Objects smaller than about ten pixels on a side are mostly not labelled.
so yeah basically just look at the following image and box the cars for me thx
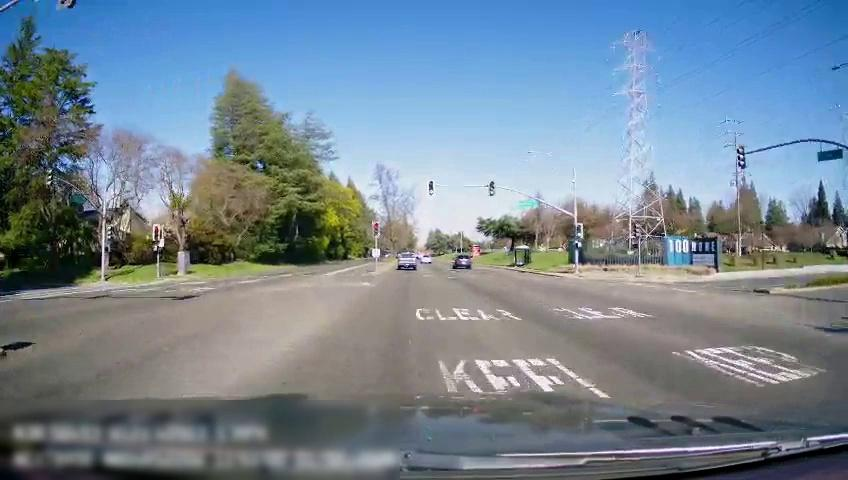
[451,255,472,271]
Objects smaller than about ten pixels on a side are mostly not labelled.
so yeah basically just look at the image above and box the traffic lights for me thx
[736,146,746,168]
[575,222,584,240]
[373,223,379,235]
[105,224,113,240]
[152,224,161,242]
[428,181,435,195]
[633,223,640,237]
[489,180,495,197]
[46,167,56,187]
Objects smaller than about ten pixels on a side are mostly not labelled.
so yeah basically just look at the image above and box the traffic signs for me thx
[372,248,380,259]
[817,148,843,161]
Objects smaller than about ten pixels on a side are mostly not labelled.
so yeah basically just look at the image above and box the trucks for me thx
[397,252,417,271]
